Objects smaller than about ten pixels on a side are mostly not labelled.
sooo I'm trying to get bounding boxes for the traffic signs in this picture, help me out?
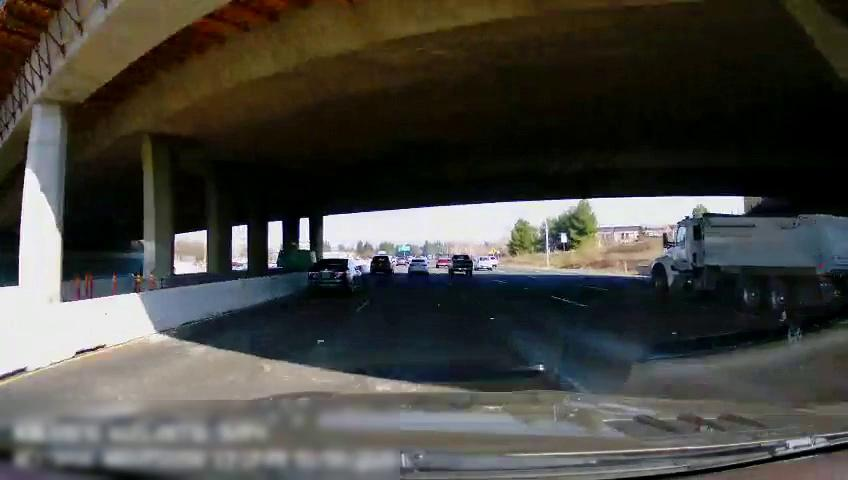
[399,245,411,253]
[560,232,568,243]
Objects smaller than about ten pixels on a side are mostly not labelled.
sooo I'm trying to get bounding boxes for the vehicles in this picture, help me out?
[308,258,362,292]
[370,255,391,276]
[649,211,848,316]
[395,257,407,267]
[447,254,474,278]
[785,301,848,349]
[434,253,451,269]
[484,255,499,267]
[406,259,429,277]
[473,255,493,272]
